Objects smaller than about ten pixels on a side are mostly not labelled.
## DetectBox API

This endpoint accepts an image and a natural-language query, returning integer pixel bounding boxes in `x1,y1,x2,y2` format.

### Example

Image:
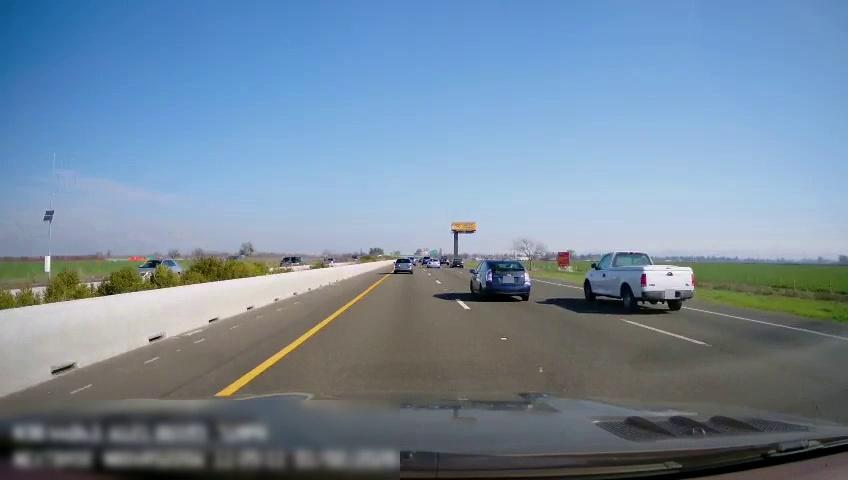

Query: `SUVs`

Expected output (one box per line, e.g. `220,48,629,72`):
279,257,305,267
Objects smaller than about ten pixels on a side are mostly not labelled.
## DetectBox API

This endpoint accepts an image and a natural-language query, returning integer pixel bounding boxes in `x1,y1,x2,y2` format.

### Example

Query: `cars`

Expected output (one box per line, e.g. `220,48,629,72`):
425,256,440,268
468,258,531,303
134,258,185,279
392,257,414,275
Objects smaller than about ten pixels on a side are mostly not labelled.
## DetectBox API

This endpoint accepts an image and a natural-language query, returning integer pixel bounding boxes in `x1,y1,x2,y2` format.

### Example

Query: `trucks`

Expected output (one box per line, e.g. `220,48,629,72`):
582,251,694,311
